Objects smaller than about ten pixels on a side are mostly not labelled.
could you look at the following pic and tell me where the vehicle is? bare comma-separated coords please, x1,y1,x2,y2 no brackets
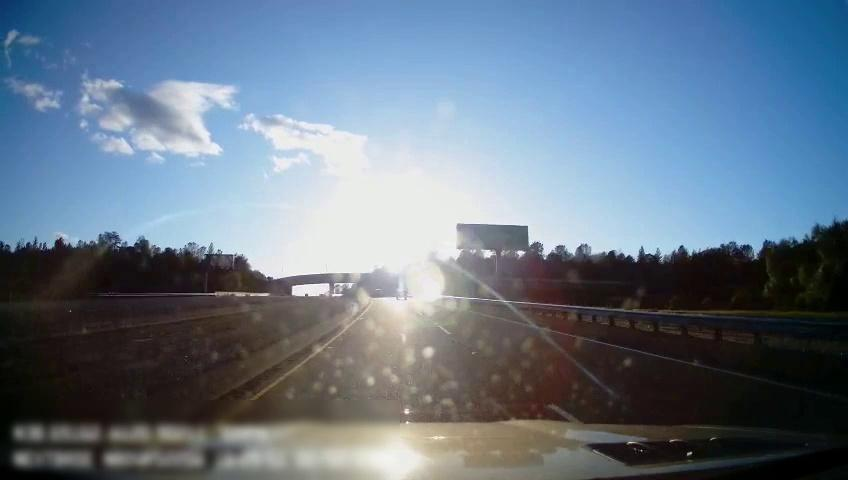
396,289,408,300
